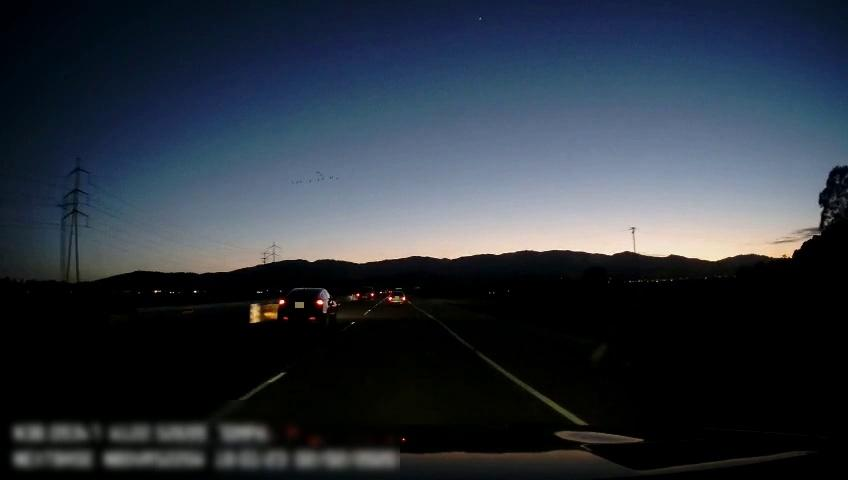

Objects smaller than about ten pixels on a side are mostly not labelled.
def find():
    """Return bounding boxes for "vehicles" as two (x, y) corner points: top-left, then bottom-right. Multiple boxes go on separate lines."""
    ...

(358, 287), (378, 303)
(387, 290), (406, 305)
(278, 287), (335, 327)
